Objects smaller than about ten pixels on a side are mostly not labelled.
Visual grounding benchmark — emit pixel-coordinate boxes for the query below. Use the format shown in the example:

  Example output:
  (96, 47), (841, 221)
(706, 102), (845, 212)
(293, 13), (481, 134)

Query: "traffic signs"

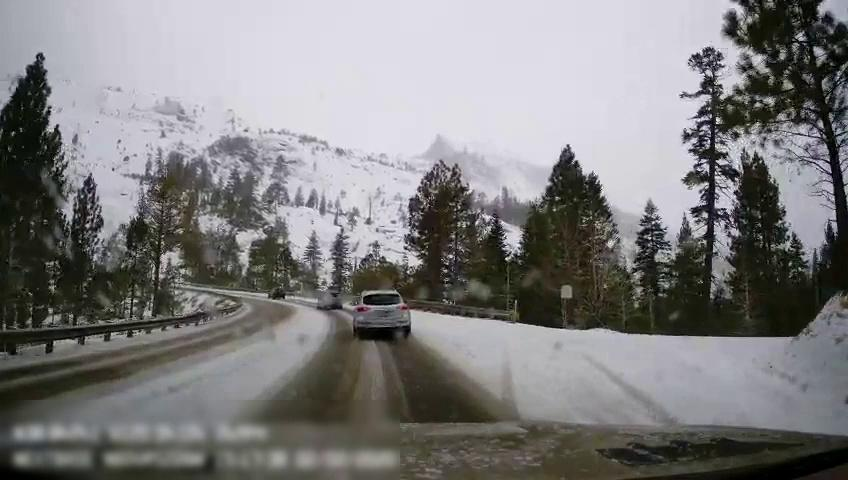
(561, 285), (573, 299)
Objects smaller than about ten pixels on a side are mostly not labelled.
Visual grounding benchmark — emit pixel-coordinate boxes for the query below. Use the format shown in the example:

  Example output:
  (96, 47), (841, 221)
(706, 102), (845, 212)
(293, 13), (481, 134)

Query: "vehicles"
(268, 287), (285, 300)
(317, 289), (343, 310)
(352, 289), (412, 339)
